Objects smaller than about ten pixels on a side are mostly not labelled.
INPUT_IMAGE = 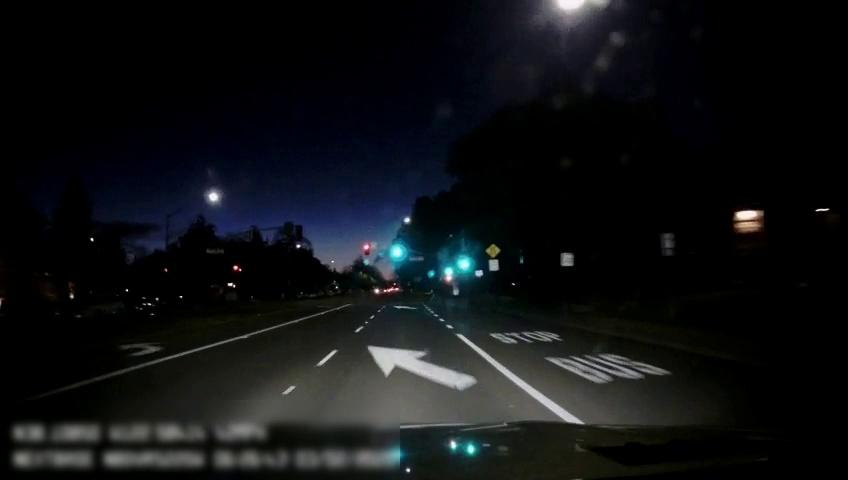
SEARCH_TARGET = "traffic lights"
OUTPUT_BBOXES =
[248,225,255,239]
[460,256,468,271]
[296,225,302,240]
[394,244,401,259]
[363,240,370,255]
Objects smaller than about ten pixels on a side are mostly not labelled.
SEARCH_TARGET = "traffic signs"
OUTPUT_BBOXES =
[486,243,501,258]
[488,260,499,272]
